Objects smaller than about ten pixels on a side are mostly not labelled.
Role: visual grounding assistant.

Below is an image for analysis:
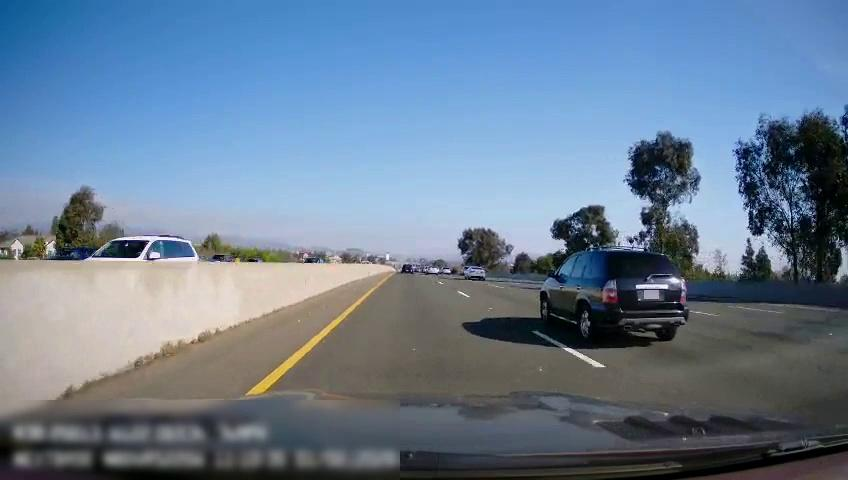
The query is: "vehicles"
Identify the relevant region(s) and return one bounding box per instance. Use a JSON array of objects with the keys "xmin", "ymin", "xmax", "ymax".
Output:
[
  {"xmin": 246, "ymin": 258, "xmax": 263, "ymax": 263},
  {"xmin": 464, "ymin": 266, "xmax": 486, "ymax": 280},
  {"xmin": 402, "ymin": 264, "xmax": 413, "ymax": 274},
  {"xmin": 209, "ymin": 253, "xmax": 236, "ymax": 263},
  {"xmin": 360, "ymin": 260, "xmax": 373, "ymax": 265},
  {"xmin": 46, "ymin": 247, "xmax": 100, "ymax": 260},
  {"xmin": 302, "ymin": 257, "xmax": 324, "ymax": 264},
  {"xmin": 539, "ymin": 251, "xmax": 690, "ymax": 342},
  {"xmin": 441, "ymin": 266, "xmax": 451, "ymax": 275},
  {"xmin": 425, "ymin": 266, "xmax": 439, "ymax": 276},
  {"xmin": 85, "ymin": 235, "xmax": 201, "ymax": 261},
  {"xmin": 461, "ymin": 265, "xmax": 470, "ymax": 275}
]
